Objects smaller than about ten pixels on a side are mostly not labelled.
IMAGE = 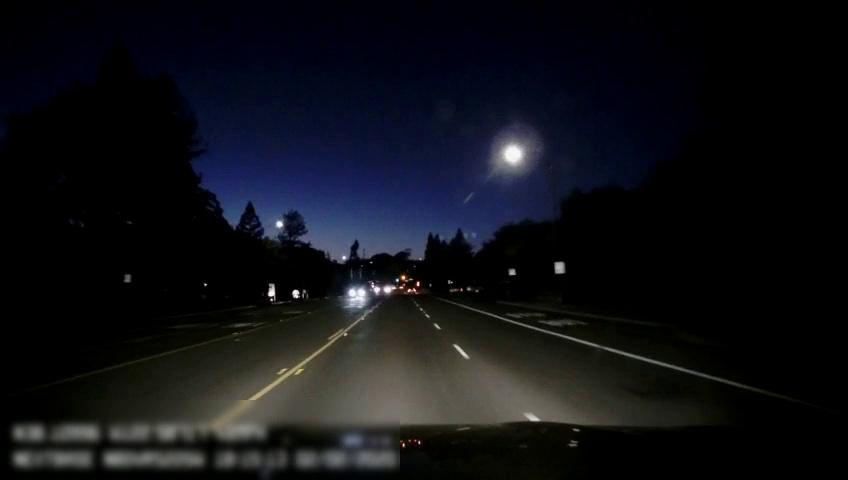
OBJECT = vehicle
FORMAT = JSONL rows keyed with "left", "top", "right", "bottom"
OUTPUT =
{"left": 345, "top": 285, "right": 371, "bottom": 303}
